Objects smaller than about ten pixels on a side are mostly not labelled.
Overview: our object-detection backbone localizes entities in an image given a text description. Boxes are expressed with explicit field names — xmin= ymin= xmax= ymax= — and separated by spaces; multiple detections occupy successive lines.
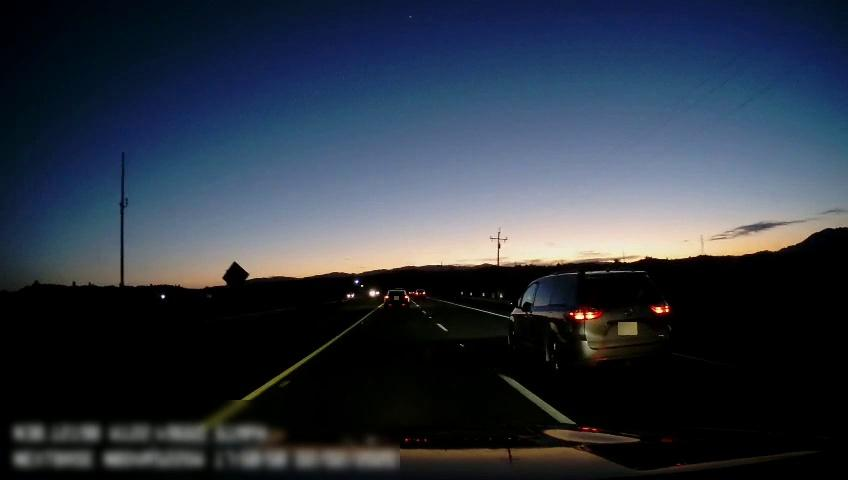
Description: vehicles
xmin=508 ymin=270 xmax=674 ymax=380
xmin=414 ymin=289 xmax=427 ymax=300
xmin=383 ymin=289 xmax=409 ymax=311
